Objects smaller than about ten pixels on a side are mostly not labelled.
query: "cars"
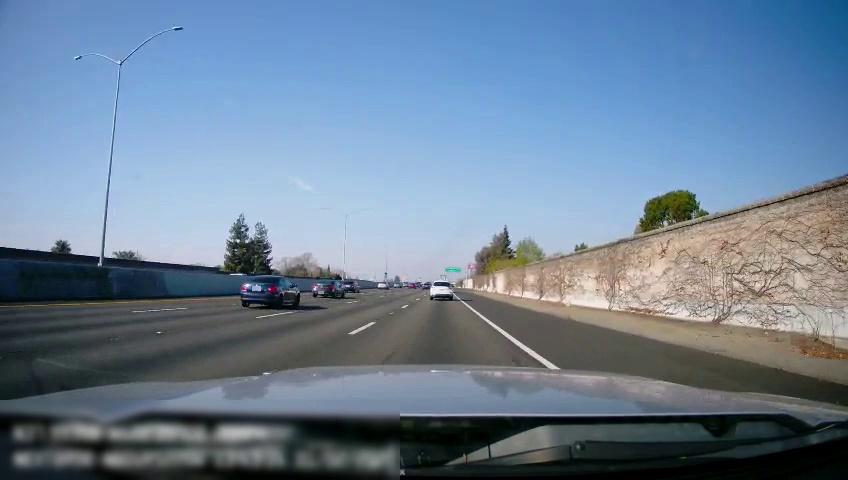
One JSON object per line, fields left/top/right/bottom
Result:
{"left": 341, "top": 281, "right": 361, "bottom": 293}
{"left": 240, "top": 275, "right": 301, "bottom": 309}
{"left": 312, "top": 280, "right": 346, "bottom": 298}
{"left": 378, "top": 282, "right": 389, "bottom": 290}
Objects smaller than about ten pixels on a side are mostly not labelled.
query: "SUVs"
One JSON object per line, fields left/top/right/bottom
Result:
{"left": 429, "top": 280, "right": 455, "bottom": 300}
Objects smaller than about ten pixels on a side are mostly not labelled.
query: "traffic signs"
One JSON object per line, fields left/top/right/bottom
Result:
{"left": 447, "top": 267, "right": 463, "bottom": 273}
